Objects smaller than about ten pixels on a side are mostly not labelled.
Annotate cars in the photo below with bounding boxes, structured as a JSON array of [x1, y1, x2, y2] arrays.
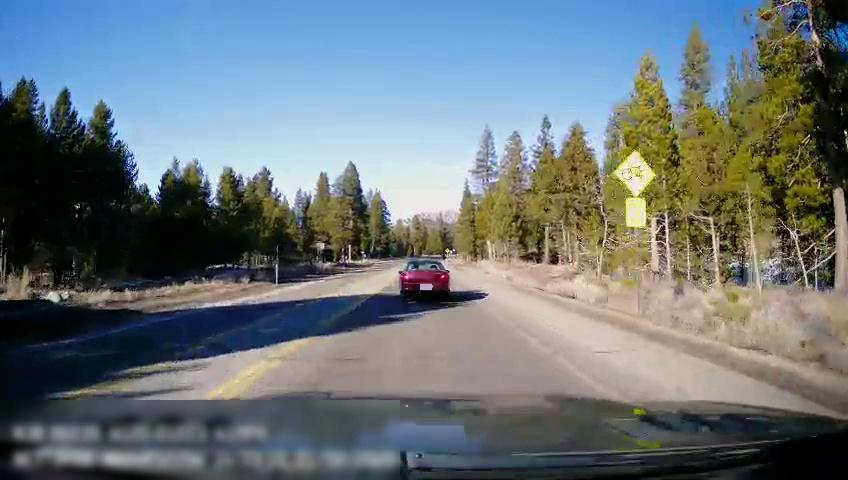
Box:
[[400, 259, 450, 300]]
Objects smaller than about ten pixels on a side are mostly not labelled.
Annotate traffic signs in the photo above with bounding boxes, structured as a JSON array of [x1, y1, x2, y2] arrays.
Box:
[[613, 149, 658, 198], [623, 197, 647, 229]]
